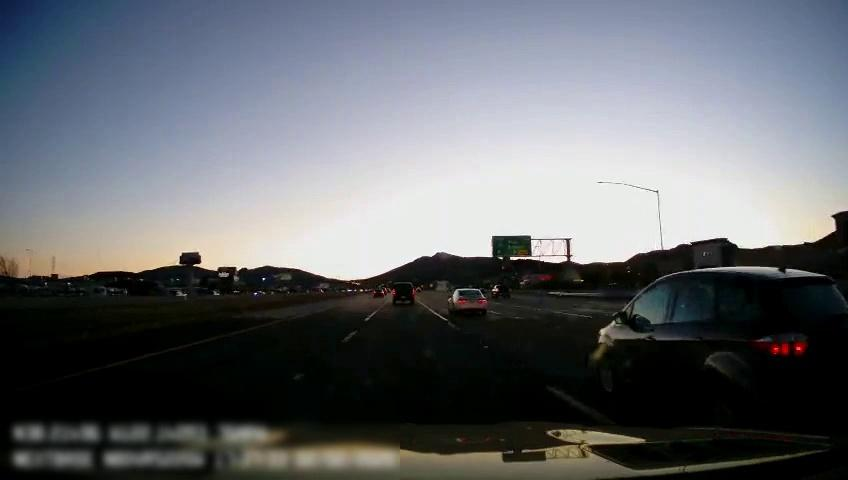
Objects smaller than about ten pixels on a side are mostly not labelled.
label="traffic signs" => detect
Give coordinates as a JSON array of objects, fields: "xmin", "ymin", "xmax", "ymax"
[{"xmin": 491, "ymin": 234, "xmax": 533, "ymax": 258}]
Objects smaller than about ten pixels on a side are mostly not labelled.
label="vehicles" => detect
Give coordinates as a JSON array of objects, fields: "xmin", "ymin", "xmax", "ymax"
[
  {"xmin": 490, "ymin": 284, "xmax": 511, "ymax": 299},
  {"xmin": 447, "ymin": 288, "xmax": 488, "ymax": 316},
  {"xmin": 586, "ymin": 265, "xmax": 848, "ymax": 430},
  {"xmin": 206, "ymin": 291, "xmax": 221, "ymax": 296},
  {"xmin": 392, "ymin": 281, "xmax": 415, "ymax": 304},
  {"xmin": 372, "ymin": 287, "xmax": 385, "ymax": 298}
]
